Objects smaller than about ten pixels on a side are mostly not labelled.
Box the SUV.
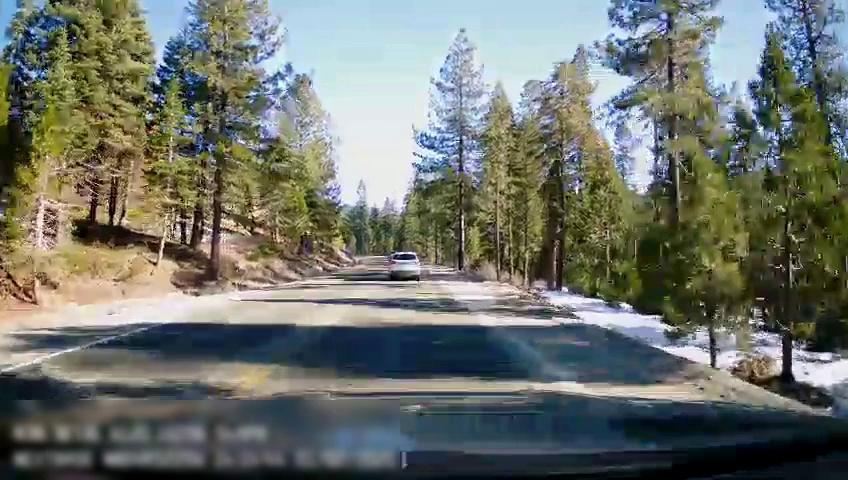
[388,251,421,281]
